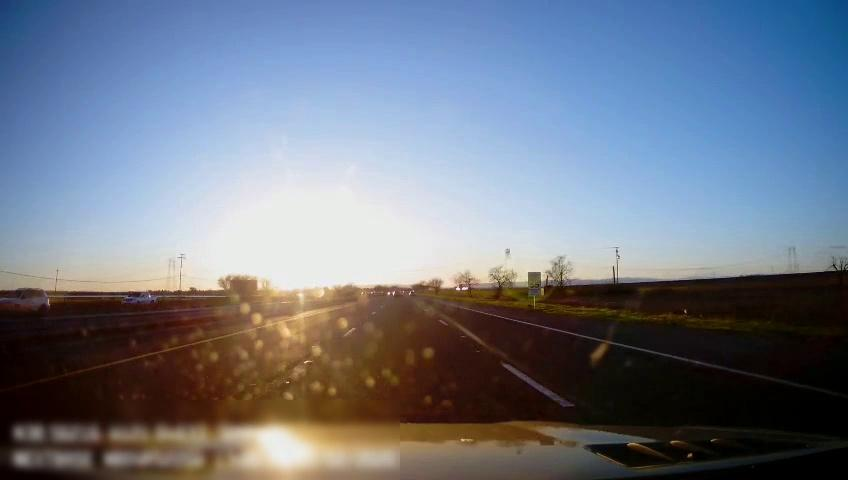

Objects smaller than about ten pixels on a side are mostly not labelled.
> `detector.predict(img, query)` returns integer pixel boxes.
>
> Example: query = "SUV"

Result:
[0,287,51,318]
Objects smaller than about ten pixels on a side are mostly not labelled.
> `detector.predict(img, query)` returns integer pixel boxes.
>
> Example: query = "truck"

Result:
[120,290,158,307]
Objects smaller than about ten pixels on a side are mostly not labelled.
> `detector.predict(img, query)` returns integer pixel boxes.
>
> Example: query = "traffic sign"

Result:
[527,271,542,298]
